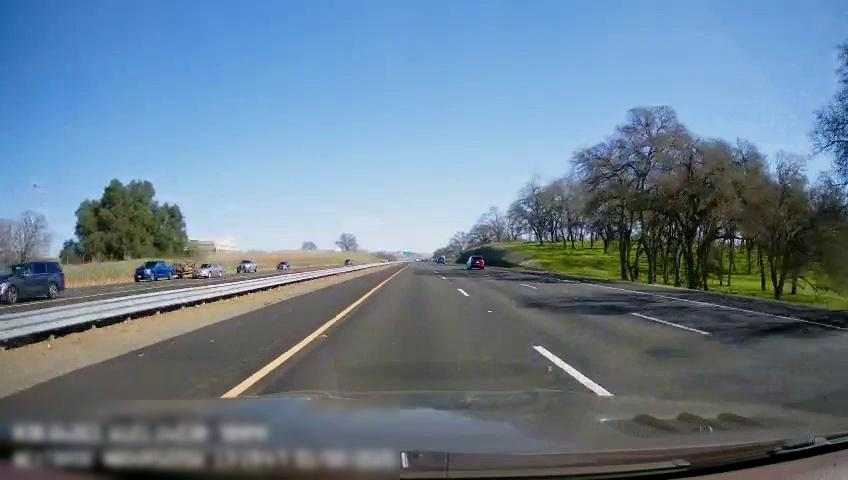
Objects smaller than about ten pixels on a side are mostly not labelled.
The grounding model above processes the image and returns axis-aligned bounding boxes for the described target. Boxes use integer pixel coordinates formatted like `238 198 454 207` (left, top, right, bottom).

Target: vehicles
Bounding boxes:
277 261 291 271
467 255 485 270
236 260 257 274
344 259 352 266
134 260 195 283
191 263 224 279
0 261 65 306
